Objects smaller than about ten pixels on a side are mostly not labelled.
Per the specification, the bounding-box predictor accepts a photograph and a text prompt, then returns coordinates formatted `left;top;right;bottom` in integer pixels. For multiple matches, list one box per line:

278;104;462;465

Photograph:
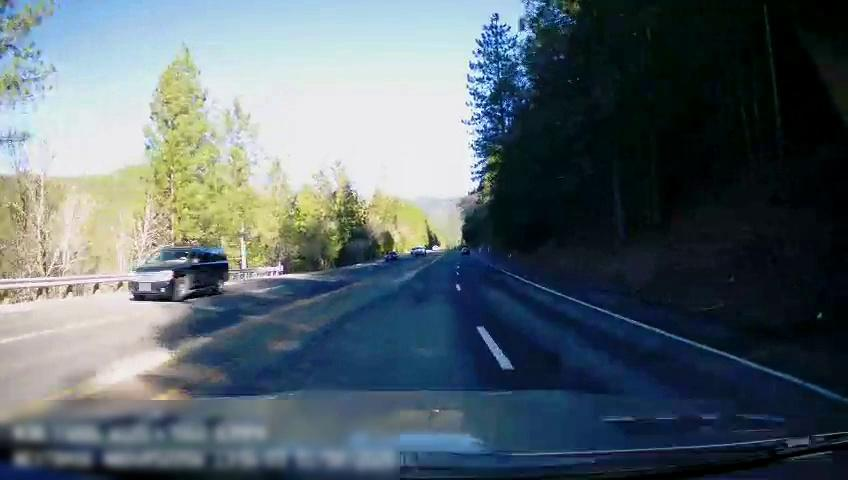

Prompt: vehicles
383;250;400;263
126;244;228;303
459;247;471;256
413;247;428;257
